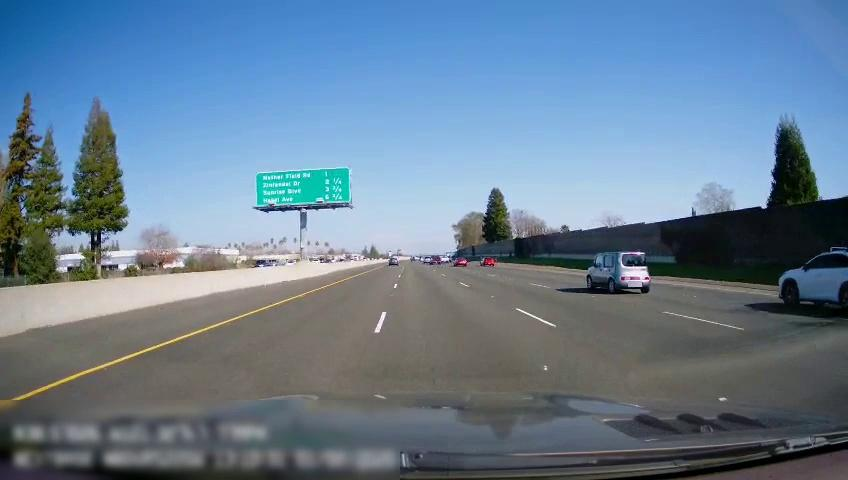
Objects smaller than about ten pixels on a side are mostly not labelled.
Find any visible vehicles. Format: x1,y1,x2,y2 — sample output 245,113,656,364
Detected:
479,256,496,266
253,259,276,269
454,258,469,268
423,255,431,265
585,252,651,295
388,257,399,267
776,251,848,311
430,255,442,265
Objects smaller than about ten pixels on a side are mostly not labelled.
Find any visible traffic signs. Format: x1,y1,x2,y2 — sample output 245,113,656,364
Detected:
256,167,350,207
